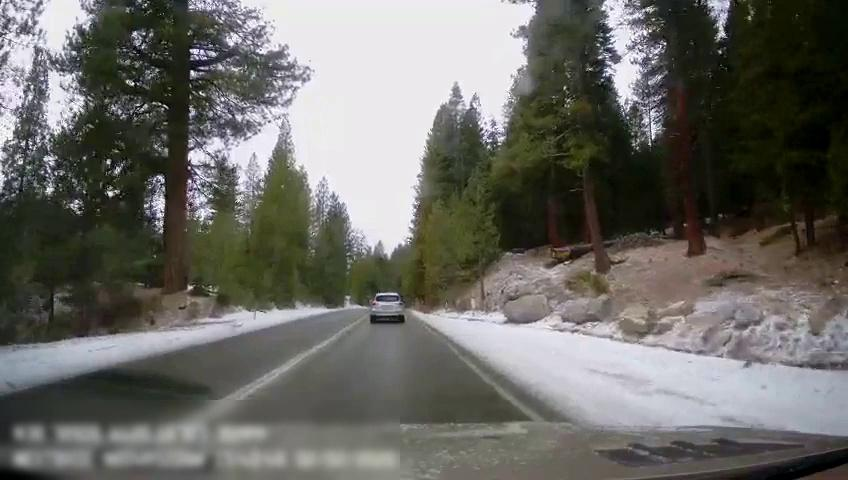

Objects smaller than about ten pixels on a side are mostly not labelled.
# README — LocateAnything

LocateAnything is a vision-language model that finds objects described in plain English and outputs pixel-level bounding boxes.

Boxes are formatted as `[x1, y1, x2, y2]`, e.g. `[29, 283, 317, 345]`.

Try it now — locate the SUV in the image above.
[370, 292, 405, 323]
